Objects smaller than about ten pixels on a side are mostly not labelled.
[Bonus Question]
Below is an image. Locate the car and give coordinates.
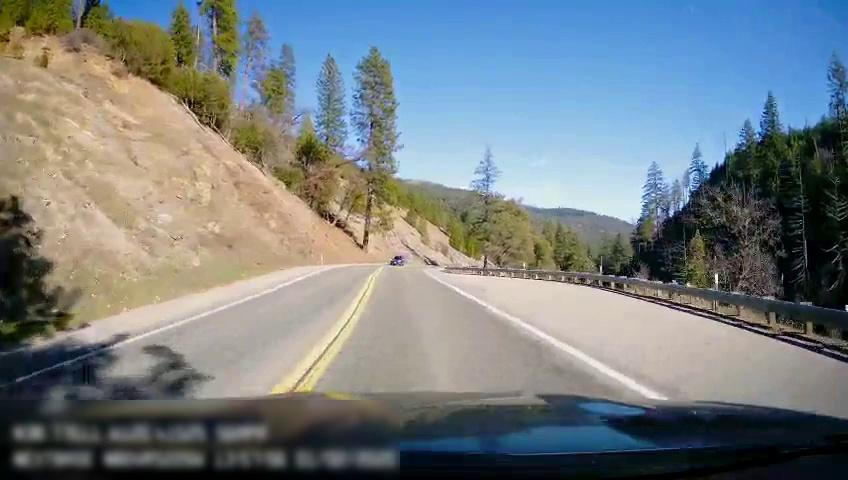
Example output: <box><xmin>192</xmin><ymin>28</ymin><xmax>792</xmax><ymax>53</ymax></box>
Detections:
<box><xmin>390</xmin><ymin>256</ymin><xmax>406</xmax><ymax>266</ymax></box>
